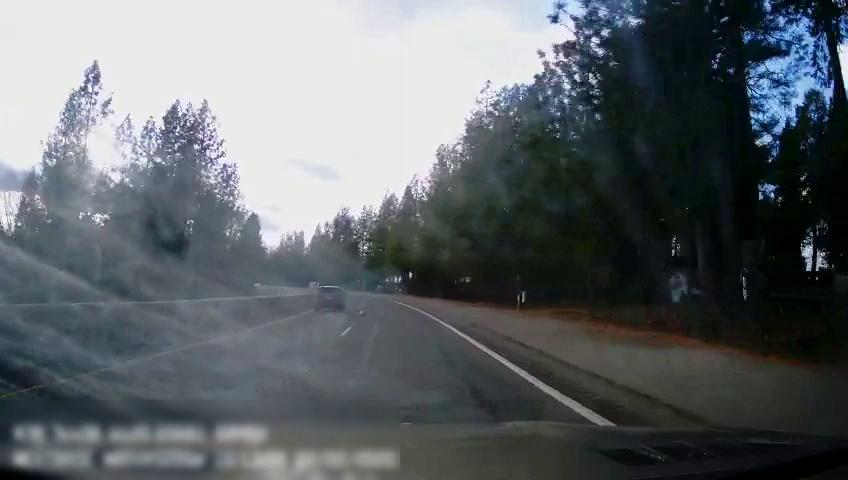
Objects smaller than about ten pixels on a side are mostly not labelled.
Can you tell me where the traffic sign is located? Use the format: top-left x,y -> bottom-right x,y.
363,275 -> 377,283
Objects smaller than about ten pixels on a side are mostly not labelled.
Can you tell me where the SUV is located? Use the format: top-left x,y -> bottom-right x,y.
313,285 -> 345,312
